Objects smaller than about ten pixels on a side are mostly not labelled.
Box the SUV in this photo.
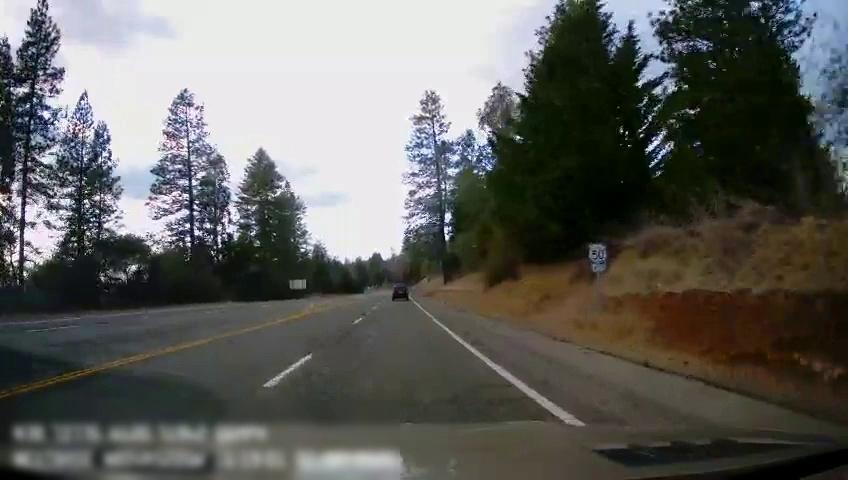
[391,285,409,301]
